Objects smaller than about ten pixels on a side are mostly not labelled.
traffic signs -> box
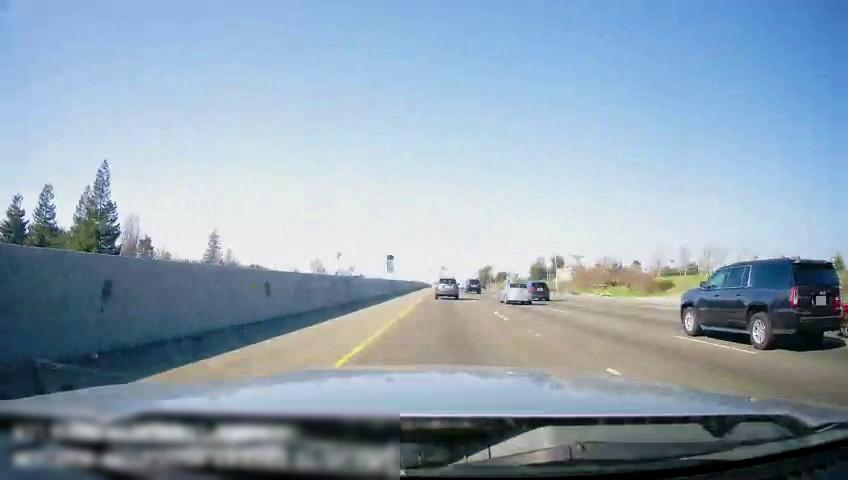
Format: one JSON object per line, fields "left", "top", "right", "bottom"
{"left": 385, "top": 254, "right": 394, "bottom": 274}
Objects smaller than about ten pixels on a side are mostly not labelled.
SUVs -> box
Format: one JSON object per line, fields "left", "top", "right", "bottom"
{"left": 434, "top": 277, "right": 460, "bottom": 300}
{"left": 526, "top": 280, "right": 550, "bottom": 302}
{"left": 679, "top": 258, "right": 843, "bottom": 351}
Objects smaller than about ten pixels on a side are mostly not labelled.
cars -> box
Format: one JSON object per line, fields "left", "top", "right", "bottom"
{"left": 498, "top": 282, "right": 533, "bottom": 305}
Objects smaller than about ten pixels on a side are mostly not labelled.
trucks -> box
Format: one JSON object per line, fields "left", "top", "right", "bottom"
{"left": 464, "top": 279, "right": 482, "bottom": 294}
